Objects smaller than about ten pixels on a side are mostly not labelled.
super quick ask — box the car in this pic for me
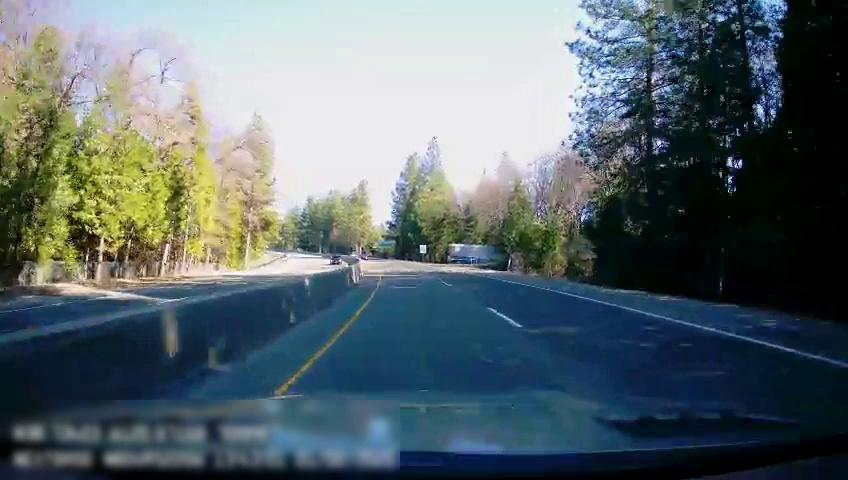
[328,255,342,266]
